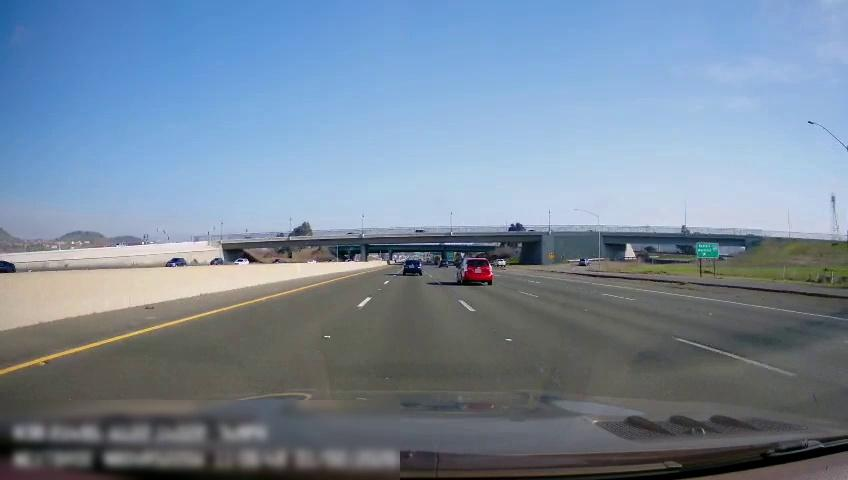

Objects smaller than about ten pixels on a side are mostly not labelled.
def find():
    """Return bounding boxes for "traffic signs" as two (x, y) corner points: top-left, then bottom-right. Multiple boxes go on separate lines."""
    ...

(446, 251), (455, 262)
(695, 241), (720, 259)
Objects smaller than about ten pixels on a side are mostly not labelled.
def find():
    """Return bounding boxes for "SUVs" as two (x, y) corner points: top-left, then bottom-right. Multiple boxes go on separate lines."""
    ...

(438, 259), (448, 268)
(209, 257), (224, 266)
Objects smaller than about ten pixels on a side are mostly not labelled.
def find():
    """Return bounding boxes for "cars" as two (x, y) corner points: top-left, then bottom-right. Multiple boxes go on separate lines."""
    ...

(233, 258), (250, 266)
(456, 258), (495, 287)
(402, 259), (422, 275)
(164, 257), (188, 268)
(0, 261), (16, 274)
